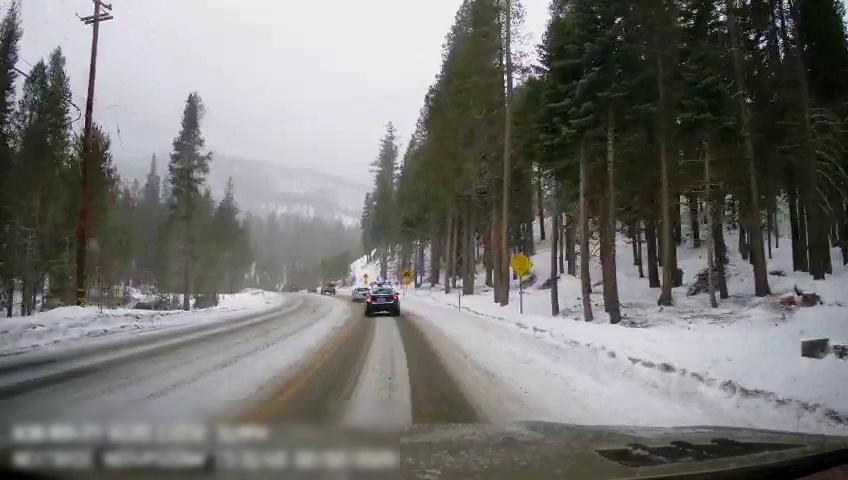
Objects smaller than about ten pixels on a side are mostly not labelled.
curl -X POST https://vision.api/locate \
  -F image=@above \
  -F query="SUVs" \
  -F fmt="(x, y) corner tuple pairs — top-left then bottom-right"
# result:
(361, 281), (401, 317)
(321, 283), (336, 295)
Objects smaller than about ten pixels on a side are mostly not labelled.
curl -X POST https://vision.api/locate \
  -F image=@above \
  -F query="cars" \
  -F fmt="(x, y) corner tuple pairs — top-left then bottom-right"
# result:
(351, 287), (370, 304)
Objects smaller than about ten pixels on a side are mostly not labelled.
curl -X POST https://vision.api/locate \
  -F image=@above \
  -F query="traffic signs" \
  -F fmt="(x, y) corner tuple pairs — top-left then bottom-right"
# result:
(510, 253), (533, 277)
(401, 269), (413, 279)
